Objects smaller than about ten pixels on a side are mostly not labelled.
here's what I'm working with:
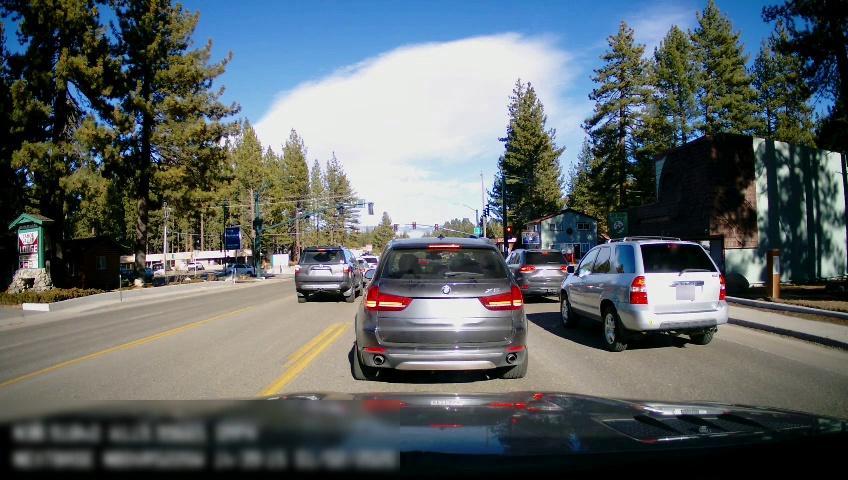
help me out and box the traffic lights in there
[338,207,343,218]
[506,226,512,238]
[368,203,374,216]
[485,203,491,217]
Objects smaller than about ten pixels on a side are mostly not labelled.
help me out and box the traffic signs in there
[473,224,483,236]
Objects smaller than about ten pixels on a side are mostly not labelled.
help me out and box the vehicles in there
[506,249,572,304]
[128,266,155,279]
[227,262,258,277]
[185,260,202,270]
[560,237,727,352]
[360,254,379,267]
[295,248,363,302]
[354,239,528,379]
[361,260,370,286]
